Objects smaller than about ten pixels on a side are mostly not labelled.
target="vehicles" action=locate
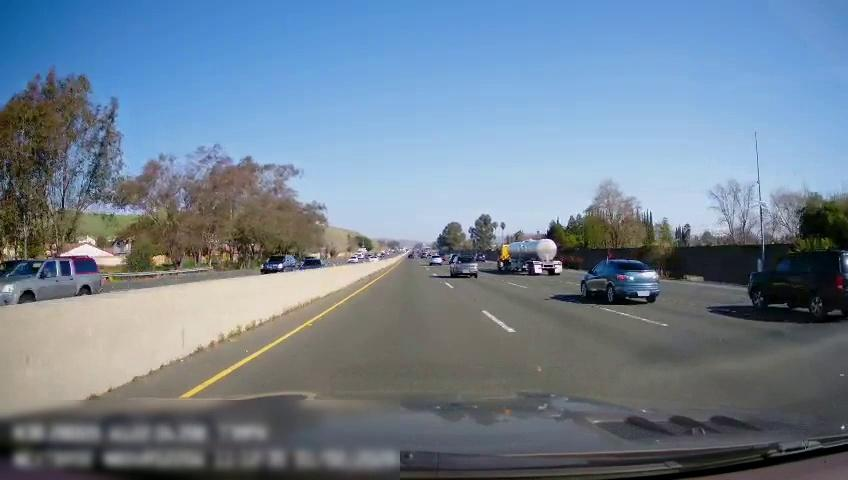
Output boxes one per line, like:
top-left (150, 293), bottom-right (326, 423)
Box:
top-left (748, 251), bottom-right (848, 319)
top-left (368, 255), bottom-right (380, 262)
top-left (303, 258), bottom-right (327, 269)
top-left (451, 256), bottom-right (479, 277)
top-left (260, 255), bottom-right (299, 274)
top-left (0, 257), bottom-right (112, 304)
top-left (348, 256), bottom-right (359, 263)
top-left (357, 248), bottom-right (368, 258)
top-left (496, 238), bottom-right (562, 276)
top-left (476, 253), bottom-right (486, 263)
top-left (579, 259), bottom-right (659, 305)
top-left (429, 254), bottom-right (442, 266)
